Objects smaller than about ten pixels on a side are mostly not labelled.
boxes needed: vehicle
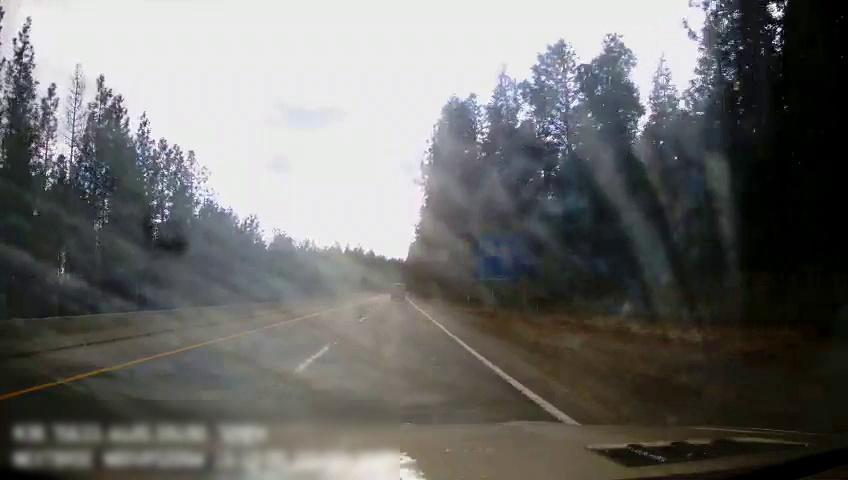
[390,282,406,301]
